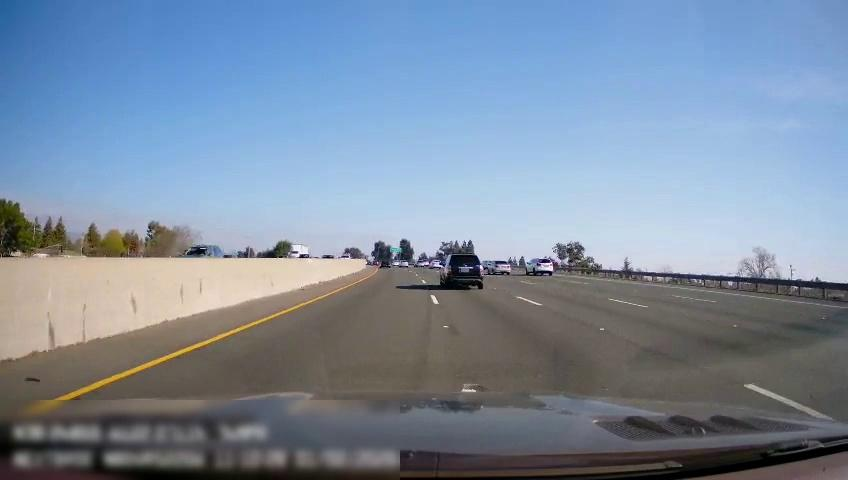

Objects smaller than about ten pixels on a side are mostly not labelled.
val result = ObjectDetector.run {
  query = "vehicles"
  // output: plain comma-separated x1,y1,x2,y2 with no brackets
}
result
380,259,391,268
428,260,444,270
288,244,309,258
488,261,511,276
298,253,313,259
525,257,554,276
413,260,426,268
177,245,226,258
440,254,485,289
336,254,354,260
398,259,409,269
